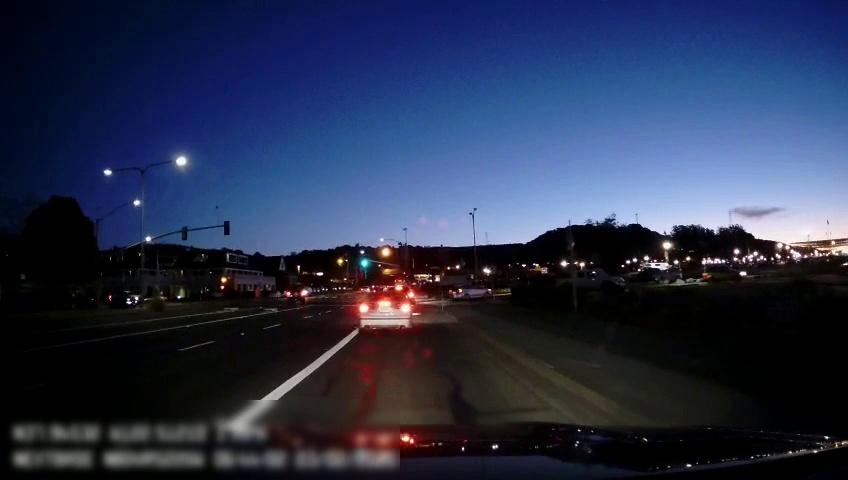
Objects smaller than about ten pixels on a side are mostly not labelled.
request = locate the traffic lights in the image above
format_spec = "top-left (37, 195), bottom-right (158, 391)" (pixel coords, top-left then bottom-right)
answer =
top-left (181, 226), bottom-right (187, 240)
top-left (397, 242), bottom-right (405, 256)
top-left (223, 220), bottom-right (231, 236)
top-left (360, 258), bottom-right (366, 271)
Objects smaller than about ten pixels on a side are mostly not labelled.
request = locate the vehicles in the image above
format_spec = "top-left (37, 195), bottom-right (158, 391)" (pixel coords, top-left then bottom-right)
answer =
top-left (385, 285), bottom-right (416, 301)
top-left (556, 268), bottom-right (628, 295)
top-left (108, 291), bottom-right (139, 308)
top-left (359, 292), bottom-right (416, 335)
top-left (702, 265), bottom-right (747, 285)
top-left (284, 284), bottom-right (308, 304)
top-left (448, 282), bottom-right (493, 301)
